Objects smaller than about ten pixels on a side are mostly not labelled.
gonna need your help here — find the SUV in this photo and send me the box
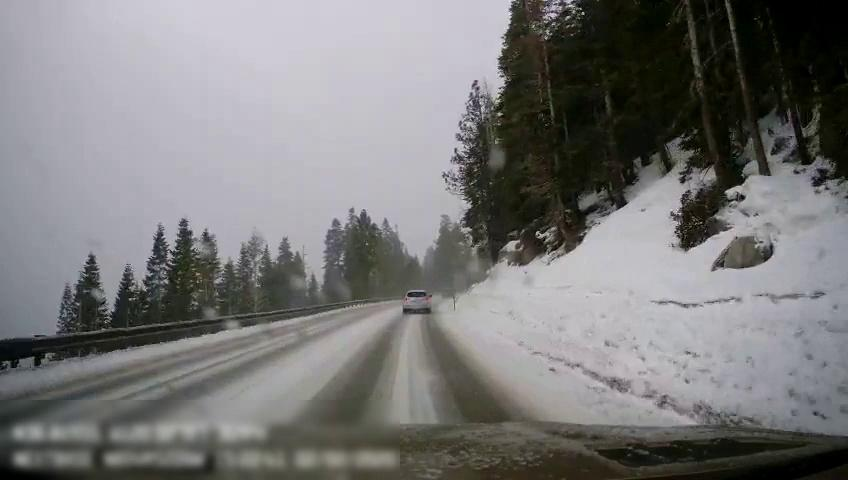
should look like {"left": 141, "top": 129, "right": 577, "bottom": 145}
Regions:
{"left": 402, "top": 289, "right": 433, "bottom": 315}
